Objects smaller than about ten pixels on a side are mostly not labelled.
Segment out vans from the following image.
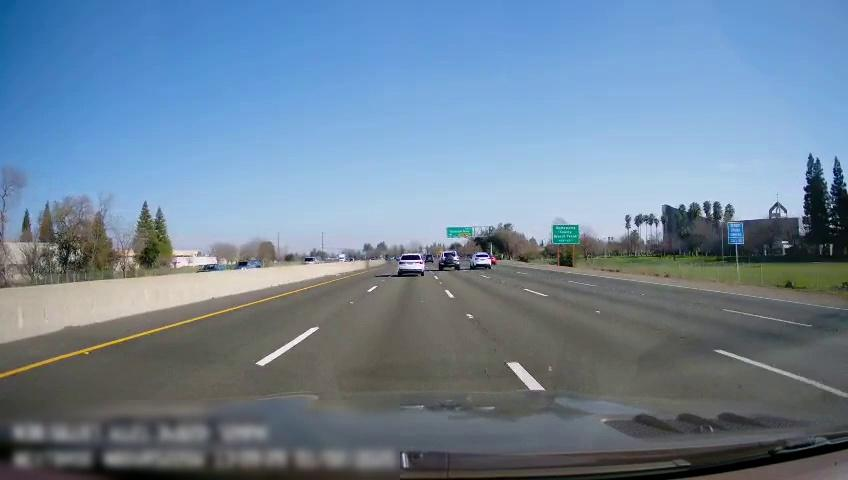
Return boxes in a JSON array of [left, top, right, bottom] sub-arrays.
[[234, 259, 261, 271]]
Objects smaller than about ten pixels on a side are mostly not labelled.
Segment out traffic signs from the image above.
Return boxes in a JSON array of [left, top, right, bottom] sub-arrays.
[[446, 227, 473, 239], [727, 222, 744, 245], [552, 223, 580, 246]]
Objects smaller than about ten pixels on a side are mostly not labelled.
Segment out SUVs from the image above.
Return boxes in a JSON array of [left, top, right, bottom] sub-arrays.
[[469, 252, 492, 270], [397, 252, 426, 277], [437, 250, 462, 272], [423, 254, 435, 264]]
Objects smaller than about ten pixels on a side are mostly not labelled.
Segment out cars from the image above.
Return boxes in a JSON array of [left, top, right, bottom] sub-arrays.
[[488, 255, 498, 266], [197, 263, 225, 273]]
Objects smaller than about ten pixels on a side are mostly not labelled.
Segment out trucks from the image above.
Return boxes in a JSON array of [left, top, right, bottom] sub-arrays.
[[303, 257, 321, 265]]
